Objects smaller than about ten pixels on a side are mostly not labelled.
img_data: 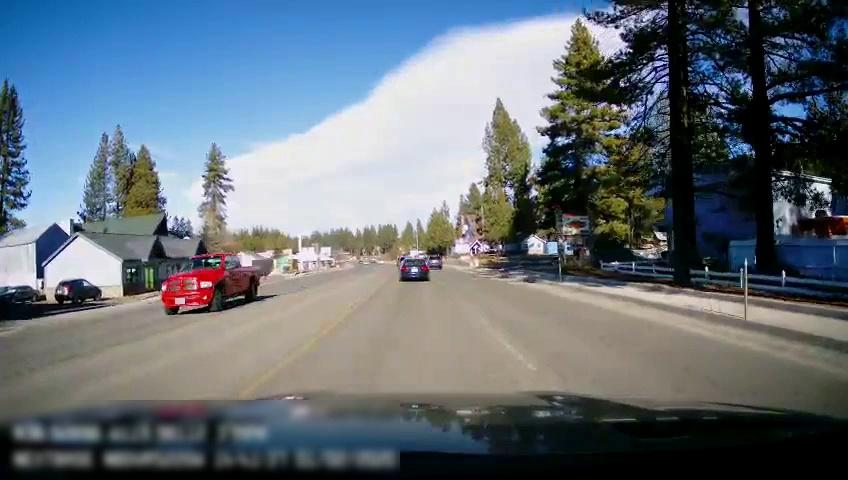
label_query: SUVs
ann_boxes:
[427,255,444,270]
[55,277,103,306]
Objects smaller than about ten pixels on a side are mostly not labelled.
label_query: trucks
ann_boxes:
[159,253,261,315]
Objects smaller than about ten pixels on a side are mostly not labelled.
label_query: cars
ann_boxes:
[0,285,41,309]
[401,258,428,281]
